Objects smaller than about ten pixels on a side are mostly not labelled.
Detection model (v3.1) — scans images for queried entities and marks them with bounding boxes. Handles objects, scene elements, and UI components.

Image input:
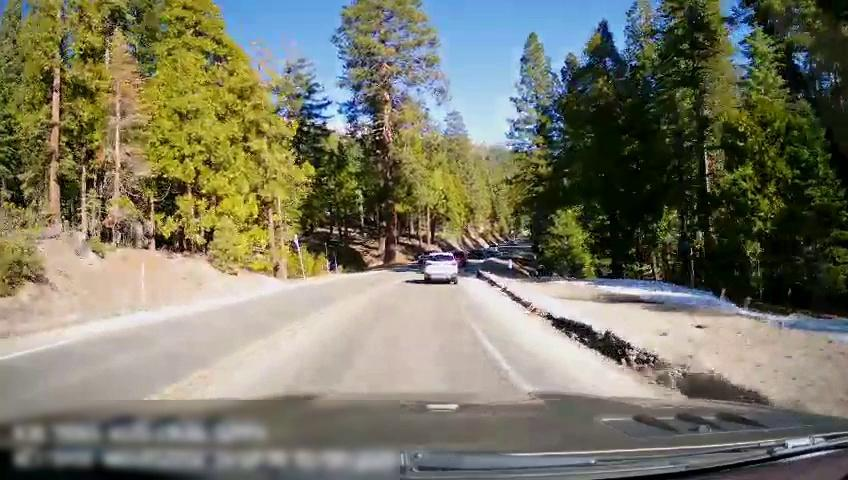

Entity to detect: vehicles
[422,252,459,285]
[417,249,447,265]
